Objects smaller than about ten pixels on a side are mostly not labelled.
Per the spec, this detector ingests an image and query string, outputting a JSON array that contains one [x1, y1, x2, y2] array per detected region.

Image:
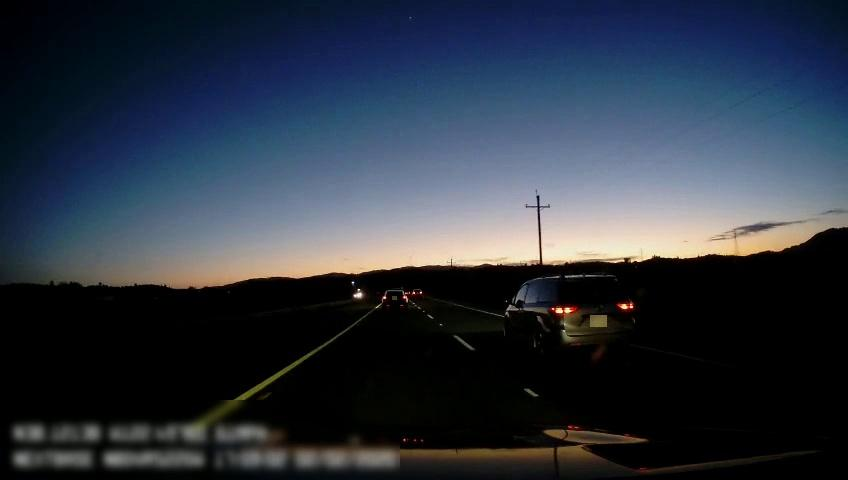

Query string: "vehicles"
[[411, 288, 424, 299], [381, 289, 408, 309], [500, 273, 638, 361]]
